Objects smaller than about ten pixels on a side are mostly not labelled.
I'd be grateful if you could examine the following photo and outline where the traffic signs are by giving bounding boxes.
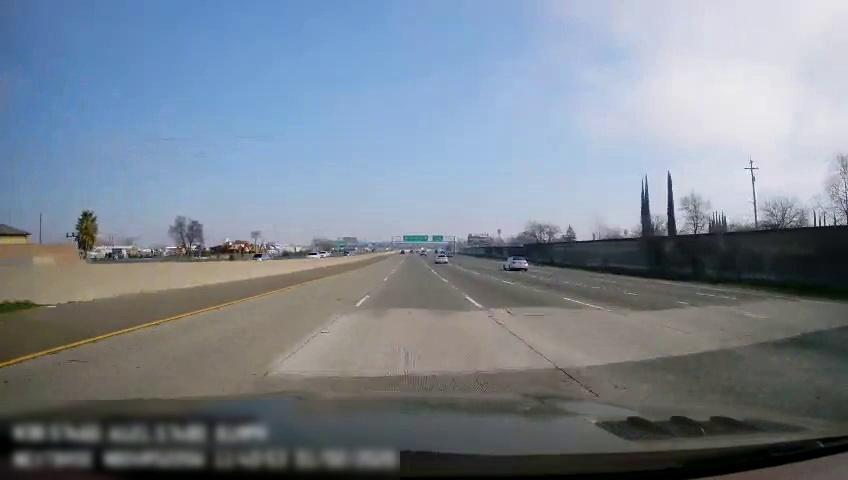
[431,234,444,243]
[403,234,428,243]
[342,237,358,245]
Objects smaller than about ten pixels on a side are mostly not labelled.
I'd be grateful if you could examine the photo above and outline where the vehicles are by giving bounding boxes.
[503,256,528,272]
[434,254,449,264]
[304,251,323,260]
[317,251,332,259]
[251,253,272,261]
